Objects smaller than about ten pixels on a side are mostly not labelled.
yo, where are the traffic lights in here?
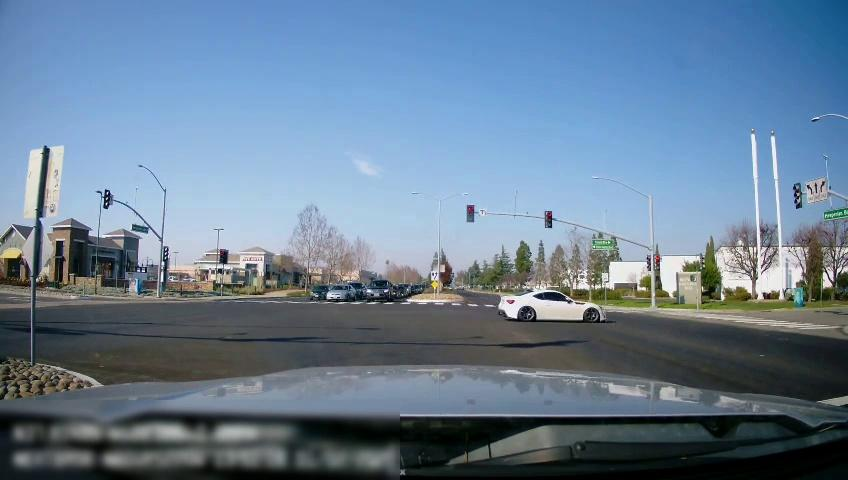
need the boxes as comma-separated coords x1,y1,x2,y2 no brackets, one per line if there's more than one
219,249,224,263
792,182,803,209
103,189,111,210
466,204,475,223
224,250,229,264
163,247,170,263
653,253,660,270
646,255,652,271
544,210,553,228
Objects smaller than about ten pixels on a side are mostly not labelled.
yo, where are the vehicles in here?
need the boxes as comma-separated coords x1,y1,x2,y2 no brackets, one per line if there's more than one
367,280,396,302
329,284,359,301
310,285,332,302
499,289,605,324
352,283,367,300
393,283,406,301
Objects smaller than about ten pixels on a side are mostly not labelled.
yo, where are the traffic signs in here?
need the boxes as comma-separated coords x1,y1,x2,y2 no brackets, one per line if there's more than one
807,177,827,203
823,206,848,221
592,238,614,250
431,270,440,281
